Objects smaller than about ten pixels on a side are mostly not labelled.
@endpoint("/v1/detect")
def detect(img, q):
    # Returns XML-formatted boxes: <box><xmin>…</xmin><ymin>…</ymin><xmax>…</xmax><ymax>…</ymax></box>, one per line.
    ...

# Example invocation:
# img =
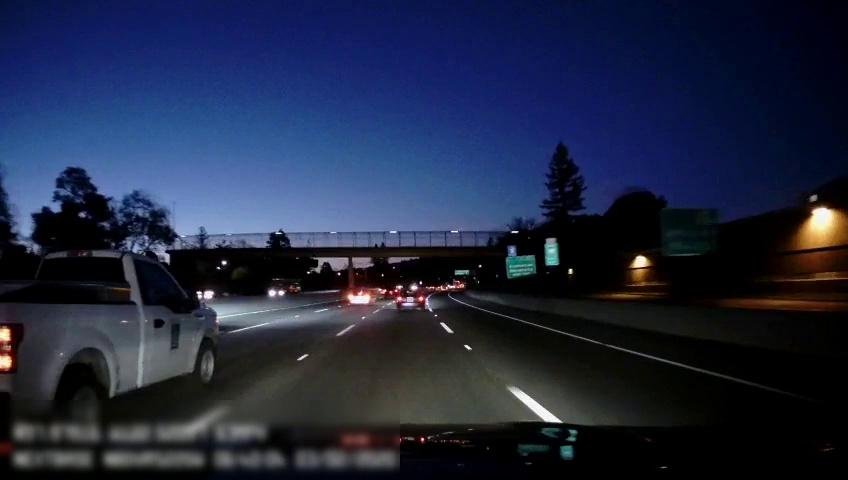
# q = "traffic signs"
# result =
<box><xmin>506</xmin><ymin>255</ymin><xmax>536</xmax><ymax>279</ymax></box>
<box><xmin>455</xmin><ymin>270</ymin><xmax>469</xmax><ymax>275</ymax></box>
<box><xmin>660</xmin><ymin>207</ymin><xmax>721</xmax><ymax>256</ymax></box>
<box><xmin>544</xmin><ymin>238</ymin><xmax>559</xmax><ymax>267</ymax></box>
<box><xmin>507</xmin><ymin>245</ymin><xmax>517</xmax><ymax>257</ymax></box>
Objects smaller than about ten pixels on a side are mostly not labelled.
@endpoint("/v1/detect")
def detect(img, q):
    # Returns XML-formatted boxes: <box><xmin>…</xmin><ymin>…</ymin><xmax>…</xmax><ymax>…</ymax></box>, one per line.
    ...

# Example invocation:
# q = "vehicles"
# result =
<box><xmin>0</xmin><ymin>250</ymin><xmax>219</xmax><ymax>438</ymax></box>
<box><xmin>397</xmin><ymin>289</ymin><xmax>425</xmax><ymax>311</ymax></box>
<box><xmin>196</xmin><ymin>286</ymin><xmax>230</xmax><ymax>299</ymax></box>
<box><xmin>269</xmin><ymin>279</ymin><xmax>300</xmax><ymax>297</ymax></box>
<box><xmin>384</xmin><ymin>286</ymin><xmax>400</xmax><ymax>300</ymax></box>
<box><xmin>350</xmin><ymin>289</ymin><xmax>375</xmax><ymax>307</ymax></box>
